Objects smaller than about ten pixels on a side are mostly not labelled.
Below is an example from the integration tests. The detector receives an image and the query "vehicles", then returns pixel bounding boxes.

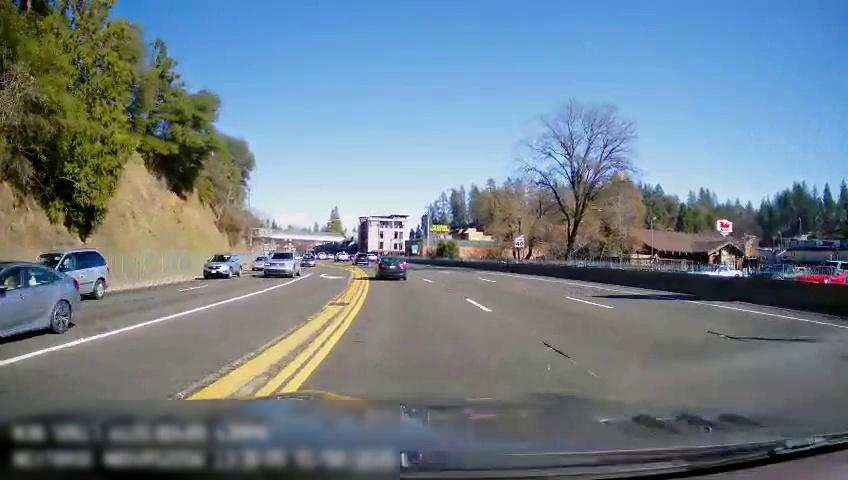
[365,253,377,262]
[352,253,368,265]
[375,255,408,281]
[34,247,112,301]
[0,259,81,339]
[299,255,318,268]
[334,251,351,262]
[251,256,273,271]
[203,254,243,280]
[318,253,331,261]
[263,251,303,279]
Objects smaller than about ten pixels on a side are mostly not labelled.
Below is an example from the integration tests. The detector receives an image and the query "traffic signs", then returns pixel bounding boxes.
[514,237,525,247]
